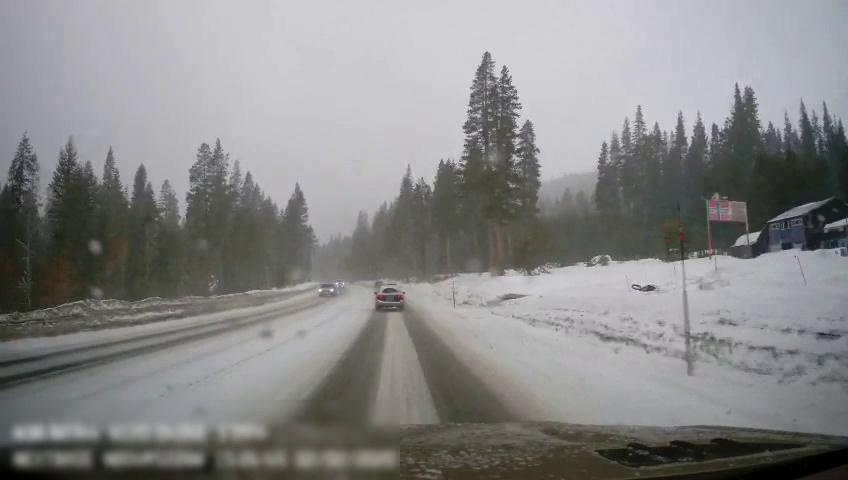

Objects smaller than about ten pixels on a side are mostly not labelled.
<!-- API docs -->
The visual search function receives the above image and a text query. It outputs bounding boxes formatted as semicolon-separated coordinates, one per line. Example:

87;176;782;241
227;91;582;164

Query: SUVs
318;283;338;298
372;283;406;312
